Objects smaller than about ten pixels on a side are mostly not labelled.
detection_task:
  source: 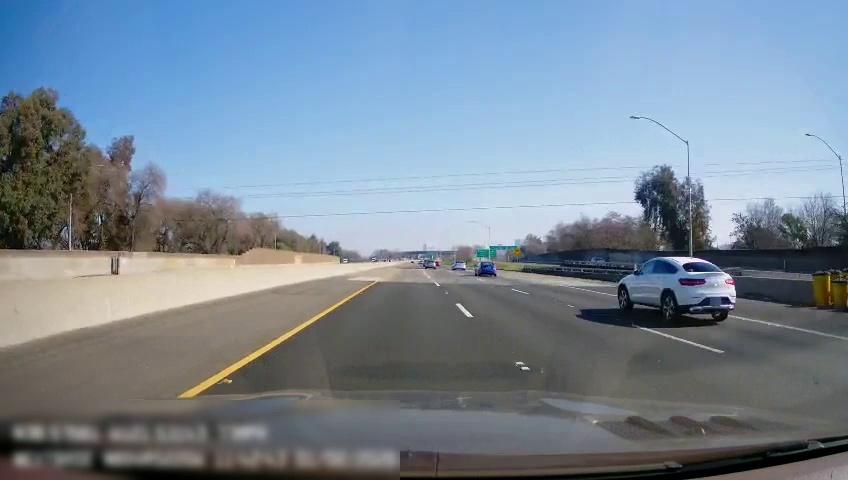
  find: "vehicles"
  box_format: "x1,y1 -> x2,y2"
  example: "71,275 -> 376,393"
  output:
615,256 -> 737,326
425,261 -> 436,270
452,261 -> 467,271
475,262 -> 496,276
589,257 -> 604,264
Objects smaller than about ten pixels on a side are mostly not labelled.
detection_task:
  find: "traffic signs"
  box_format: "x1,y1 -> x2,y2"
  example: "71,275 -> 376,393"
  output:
510,248 -> 521,257
475,248 -> 497,258
489,245 -> 517,251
